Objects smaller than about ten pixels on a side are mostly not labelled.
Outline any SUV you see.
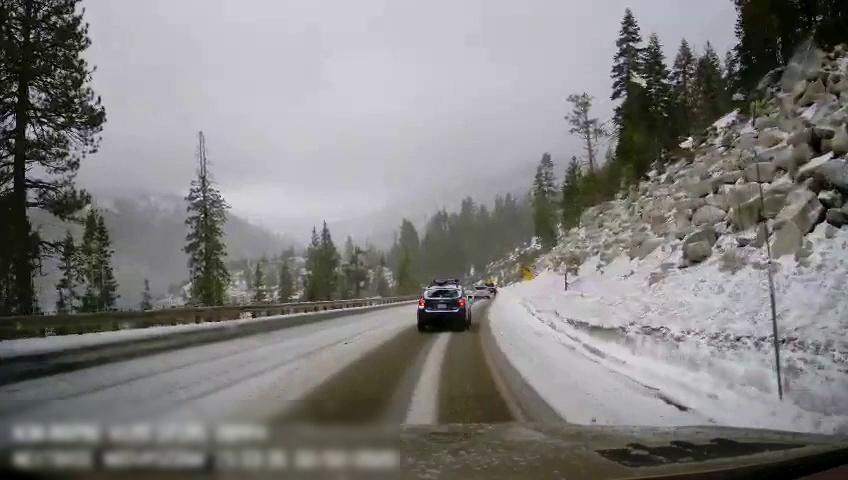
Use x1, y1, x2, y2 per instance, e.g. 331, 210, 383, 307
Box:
416, 278, 474, 334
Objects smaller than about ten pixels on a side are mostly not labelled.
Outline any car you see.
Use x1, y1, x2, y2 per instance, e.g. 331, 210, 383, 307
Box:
473, 285, 491, 300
